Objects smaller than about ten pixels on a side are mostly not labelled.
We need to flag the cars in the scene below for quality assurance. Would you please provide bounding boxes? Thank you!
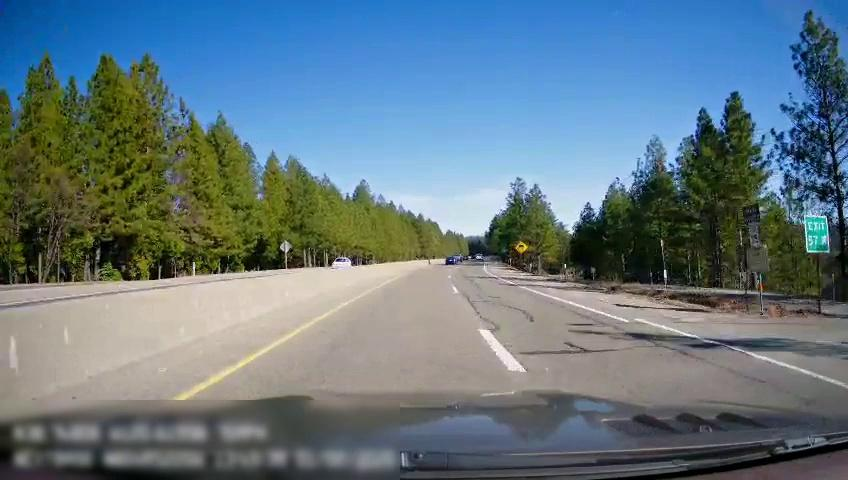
[446,255,458,265]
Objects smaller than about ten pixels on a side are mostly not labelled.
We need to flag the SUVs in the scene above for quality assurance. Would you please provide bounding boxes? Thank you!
[332,257,351,269]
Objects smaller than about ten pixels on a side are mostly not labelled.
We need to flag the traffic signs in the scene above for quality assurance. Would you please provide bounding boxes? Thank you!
[513,240,528,254]
[804,216,831,255]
